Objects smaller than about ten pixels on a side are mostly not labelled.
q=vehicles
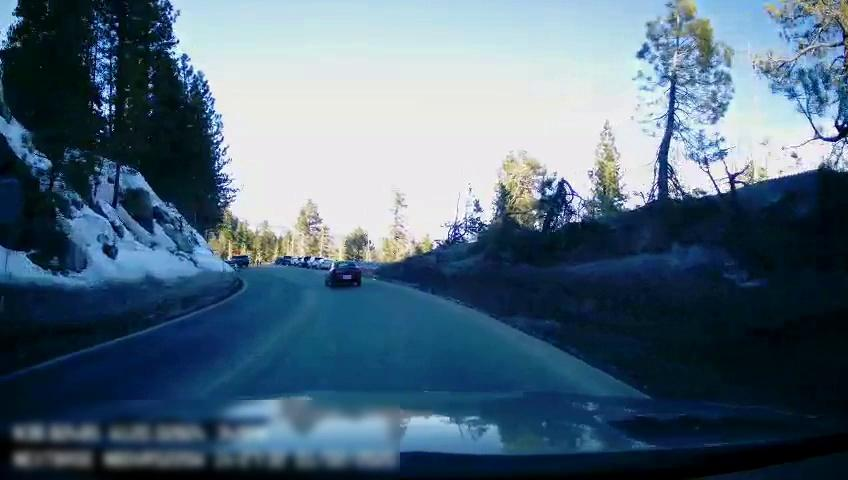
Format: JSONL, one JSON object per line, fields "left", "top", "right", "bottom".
{"left": 326, "top": 261, "right": 362, "bottom": 287}
{"left": 290, "top": 255, "right": 302, "bottom": 266}
{"left": 300, "top": 256, "right": 310, "bottom": 267}
{"left": 224, "top": 259, "right": 241, "bottom": 273}
{"left": 318, "top": 259, "right": 335, "bottom": 270}
{"left": 307, "top": 256, "right": 322, "bottom": 269}
{"left": 280, "top": 255, "right": 293, "bottom": 266}
{"left": 233, "top": 255, "right": 250, "bottom": 267}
